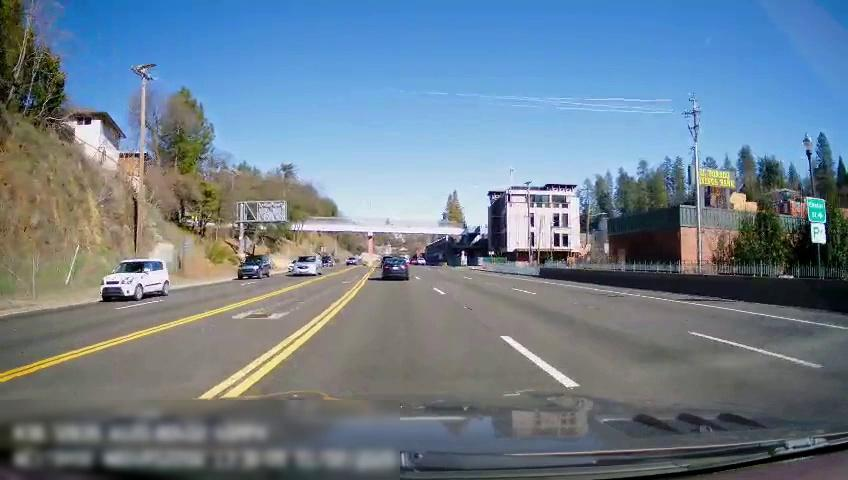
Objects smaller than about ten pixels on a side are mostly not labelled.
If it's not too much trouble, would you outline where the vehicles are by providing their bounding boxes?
[288,256,322,277]
[346,256,360,265]
[416,256,426,265]
[97,258,172,302]
[318,256,336,269]
[236,254,275,280]
[382,256,410,280]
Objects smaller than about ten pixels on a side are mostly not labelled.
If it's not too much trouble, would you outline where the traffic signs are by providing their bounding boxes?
[806,196,827,224]
[811,223,826,244]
